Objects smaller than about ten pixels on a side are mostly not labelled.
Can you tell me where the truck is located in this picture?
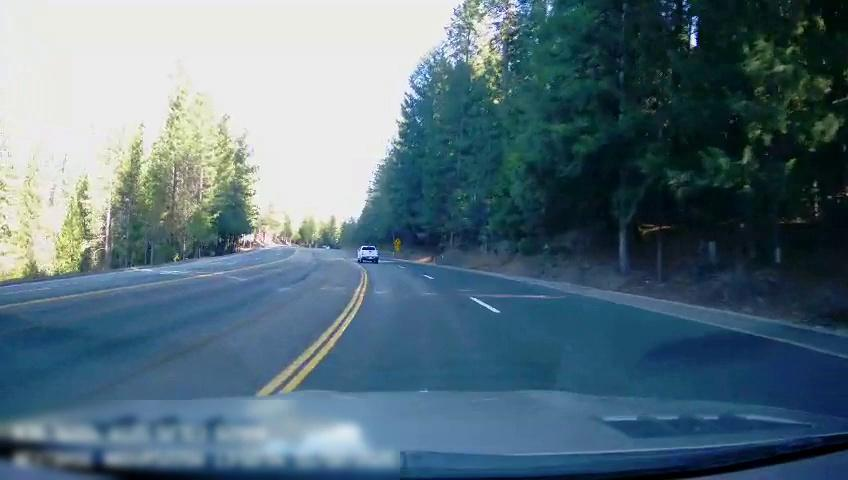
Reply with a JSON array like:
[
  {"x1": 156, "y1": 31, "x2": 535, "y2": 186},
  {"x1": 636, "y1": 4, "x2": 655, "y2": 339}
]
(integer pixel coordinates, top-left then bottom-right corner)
[{"x1": 356, "y1": 245, "x2": 379, "y2": 264}]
